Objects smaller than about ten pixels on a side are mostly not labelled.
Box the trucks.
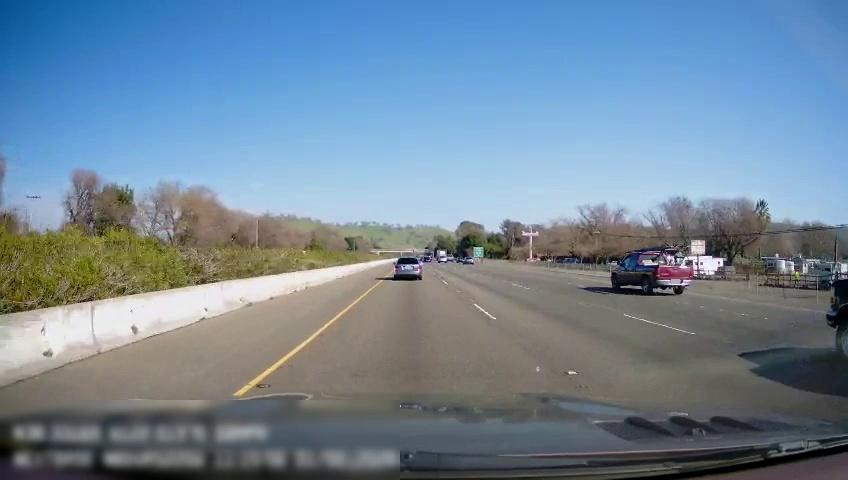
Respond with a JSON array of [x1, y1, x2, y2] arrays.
[[436, 250, 447, 261], [610, 247, 693, 296], [825, 277, 848, 363]]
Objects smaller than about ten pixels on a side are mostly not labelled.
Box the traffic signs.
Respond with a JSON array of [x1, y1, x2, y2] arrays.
[[472, 246, 484, 258]]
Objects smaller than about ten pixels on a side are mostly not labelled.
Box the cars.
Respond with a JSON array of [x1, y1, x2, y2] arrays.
[[462, 256, 474, 265]]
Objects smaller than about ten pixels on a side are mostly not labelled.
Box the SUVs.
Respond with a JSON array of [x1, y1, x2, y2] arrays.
[[392, 255, 423, 280]]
